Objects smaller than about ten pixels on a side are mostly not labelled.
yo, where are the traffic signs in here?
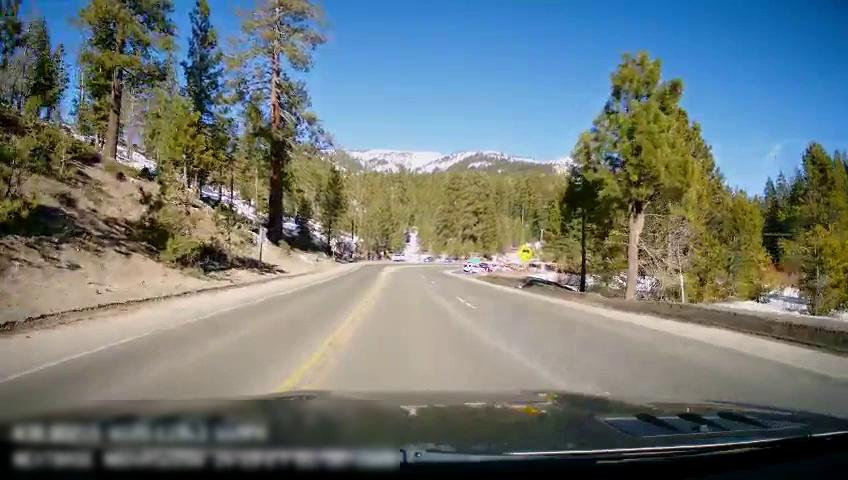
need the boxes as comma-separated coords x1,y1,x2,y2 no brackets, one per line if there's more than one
469,257,481,265
519,245,535,262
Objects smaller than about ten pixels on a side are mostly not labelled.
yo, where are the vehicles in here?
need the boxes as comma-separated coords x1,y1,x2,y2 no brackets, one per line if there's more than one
463,263,485,274
392,253,410,262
